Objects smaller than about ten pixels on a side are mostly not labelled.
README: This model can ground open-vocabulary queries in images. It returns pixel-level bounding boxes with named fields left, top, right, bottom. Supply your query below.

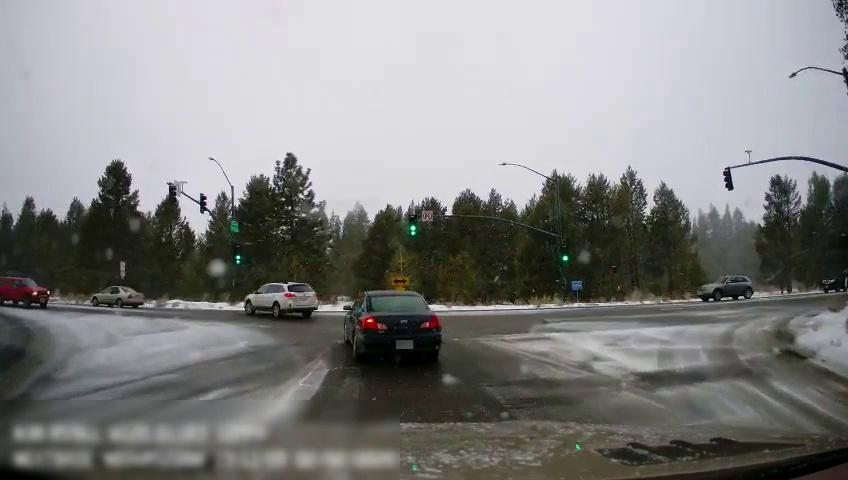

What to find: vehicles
left=342, top=291, right=442, bottom=363
left=697, top=275, right=755, bottom=302
left=0, top=277, right=50, bottom=308
left=89, top=286, right=144, bottom=308
left=821, top=273, right=848, bottom=293
left=244, top=283, right=318, bottom=320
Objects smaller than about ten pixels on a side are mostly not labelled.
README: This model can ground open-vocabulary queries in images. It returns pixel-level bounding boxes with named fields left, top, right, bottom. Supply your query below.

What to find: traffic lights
left=234, top=245, right=242, bottom=264
left=561, top=245, right=569, bottom=262
left=722, top=169, right=734, bottom=192
left=168, top=184, right=177, bottom=205
left=199, top=193, right=208, bottom=214
left=408, top=214, right=417, bottom=235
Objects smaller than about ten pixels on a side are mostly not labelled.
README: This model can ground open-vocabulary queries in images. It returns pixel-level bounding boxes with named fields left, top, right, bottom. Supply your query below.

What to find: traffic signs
left=230, top=221, right=239, bottom=232
left=173, top=182, right=181, bottom=197
left=422, top=210, right=433, bottom=221
left=392, top=277, right=408, bottom=286
left=571, top=281, right=582, bottom=290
